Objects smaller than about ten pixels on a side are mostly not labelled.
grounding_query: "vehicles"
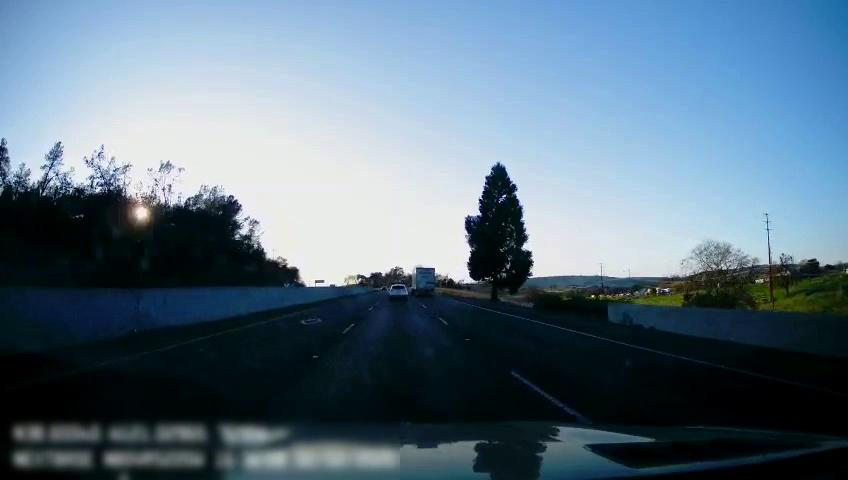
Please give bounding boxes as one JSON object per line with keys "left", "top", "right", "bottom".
{"left": 389, "top": 284, "right": 409, "bottom": 301}
{"left": 411, "top": 267, "right": 436, "bottom": 295}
